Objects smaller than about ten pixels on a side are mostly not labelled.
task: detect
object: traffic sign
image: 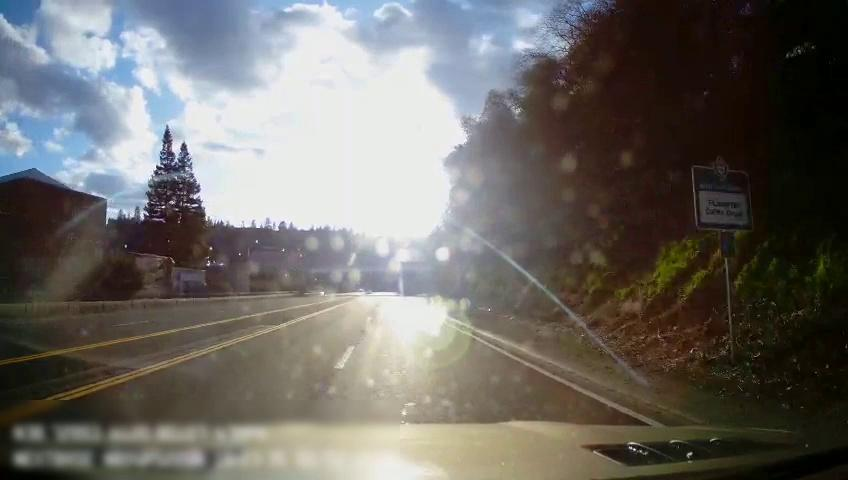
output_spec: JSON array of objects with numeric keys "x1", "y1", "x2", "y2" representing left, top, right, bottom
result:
[{"x1": 691, "y1": 167, "x2": 755, "y2": 230}]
